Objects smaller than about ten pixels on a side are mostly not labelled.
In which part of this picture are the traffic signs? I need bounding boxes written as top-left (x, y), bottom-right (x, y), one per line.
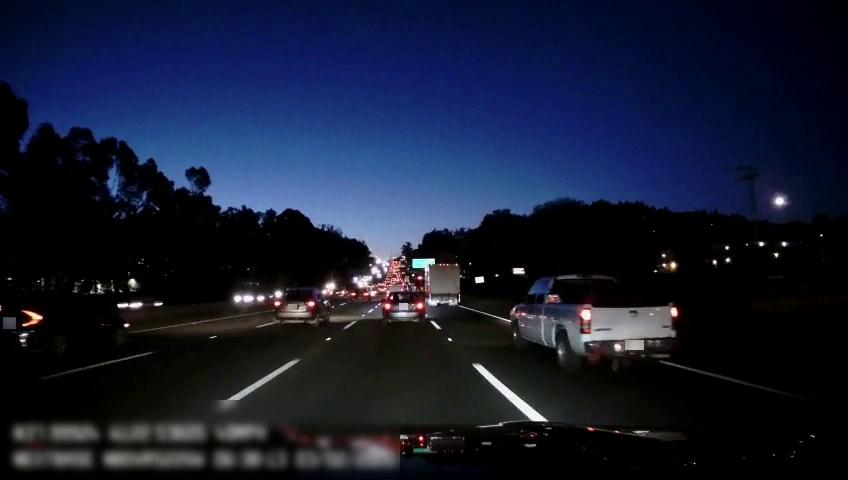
top-left (412, 258), bottom-right (435, 269)
top-left (474, 276), bottom-right (485, 284)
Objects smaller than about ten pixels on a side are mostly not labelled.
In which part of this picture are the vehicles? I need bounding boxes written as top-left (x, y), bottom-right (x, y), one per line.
top-left (351, 287), bottom-right (371, 303)
top-left (331, 288), bottom-right (347, 299)
top-left (257, 292), bottom-right (276, 301)
top-left (116, 294), bottom-right (163, 311)
top-left (275, 287), bottom-right (330, 329)
top-left (0, 298), bottom-right (130, 360)
top-left (386, 285), bottom-right (403, 299)
top-left (424, 263), bottom-right (461, 308)
top-left (380, 291), bottom-right (425, 326)
top-left (368, 287), bottom-right (380, 299)
top-left (509, 275), bottom-right (680, 377)
top-left (234, 292), bottom-right (255, 303)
